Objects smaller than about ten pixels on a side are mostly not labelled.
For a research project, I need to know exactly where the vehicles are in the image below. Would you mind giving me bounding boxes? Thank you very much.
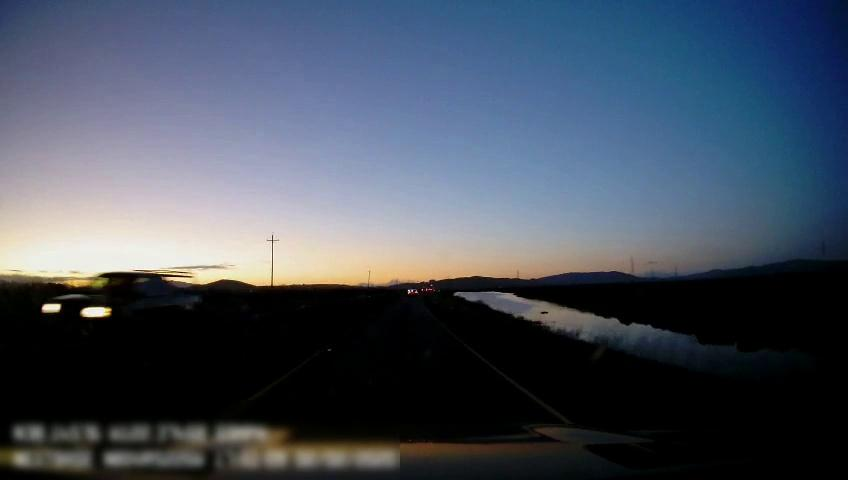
[407,287,419,296]
[38,274,206,345]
